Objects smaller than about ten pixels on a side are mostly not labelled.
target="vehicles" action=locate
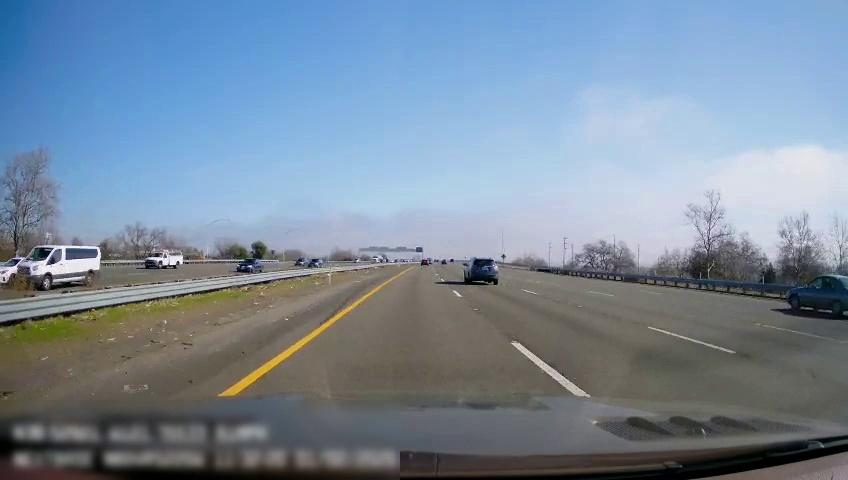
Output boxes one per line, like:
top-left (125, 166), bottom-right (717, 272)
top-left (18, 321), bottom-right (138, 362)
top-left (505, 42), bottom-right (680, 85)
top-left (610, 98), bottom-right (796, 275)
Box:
top-left (144, 251), bottom-right (184, 270)
top-left (236, 258), bottom-right (265, 274)
top-left (0, 257), bottom-right (45, 289)
top-left (294, 257), bottom-right (310, 267)
top-left (308, 258), bottom-right (324, 268)
top-left (17, 244), bottom-right (101, 292)
top-left (462, 257), bottom-right (499, 285)
top-left (786, 273), bottom-right (848, 317)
